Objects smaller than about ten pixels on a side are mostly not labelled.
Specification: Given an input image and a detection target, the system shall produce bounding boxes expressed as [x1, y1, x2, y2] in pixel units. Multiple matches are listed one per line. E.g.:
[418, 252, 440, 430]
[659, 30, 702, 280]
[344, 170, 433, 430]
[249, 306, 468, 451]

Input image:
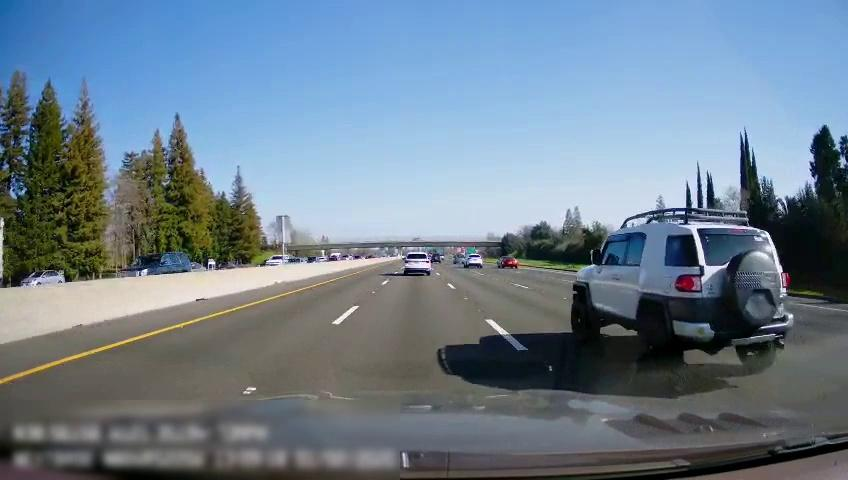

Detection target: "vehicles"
[464, 253, 484, 269]
[18, 270, 65, 288]
[124, 251, 193, 277]
[403, 251, 432, 277]
[496, 255, 520, 270]
[288, 258, 305, 265]
[453, 254, 466, 266]
[305, 256, 322, 264]
[264, 255, 290, 266]
[567, 224, 793, 373]
[430, 253, 442, 264]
